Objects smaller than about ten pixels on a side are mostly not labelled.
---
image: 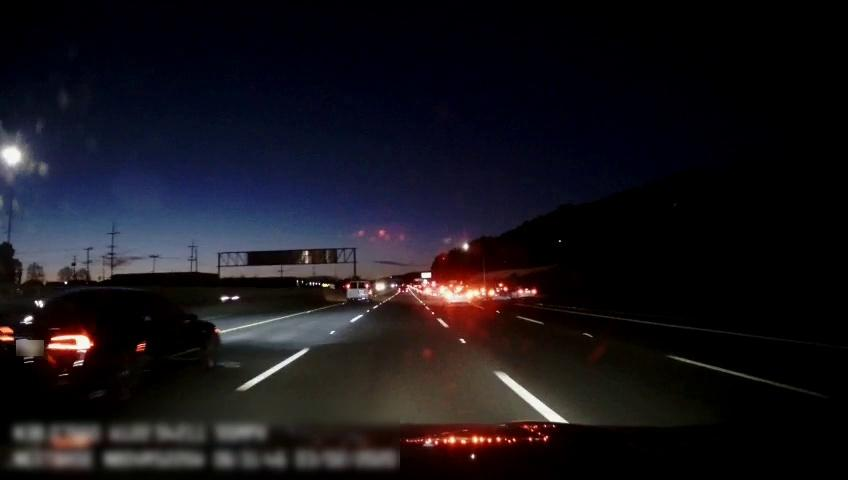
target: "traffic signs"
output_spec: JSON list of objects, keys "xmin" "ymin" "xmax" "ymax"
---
[{"xmin": 421, "ymin": 272, "xmax": 432, "ymax": 278}]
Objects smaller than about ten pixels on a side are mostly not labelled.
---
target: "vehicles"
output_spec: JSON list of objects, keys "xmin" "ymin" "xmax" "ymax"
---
[
  {"xmin": 219, "ymin": 293, "xmax": 242, "ymax": 304},
  {"xmin": 0, "ymin": 285, "xmax": 224, "ymax": 417},
  {"xmin": 346, "ymin": 280, "xmax": 371, "ymax": 301},
  {"xmin": 511, "ymin": 284, "xmax": 538, "ymax": 300},
  {"xmin": 443, "ymin": 285, "xmax": 471, "ymax": 305}
]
